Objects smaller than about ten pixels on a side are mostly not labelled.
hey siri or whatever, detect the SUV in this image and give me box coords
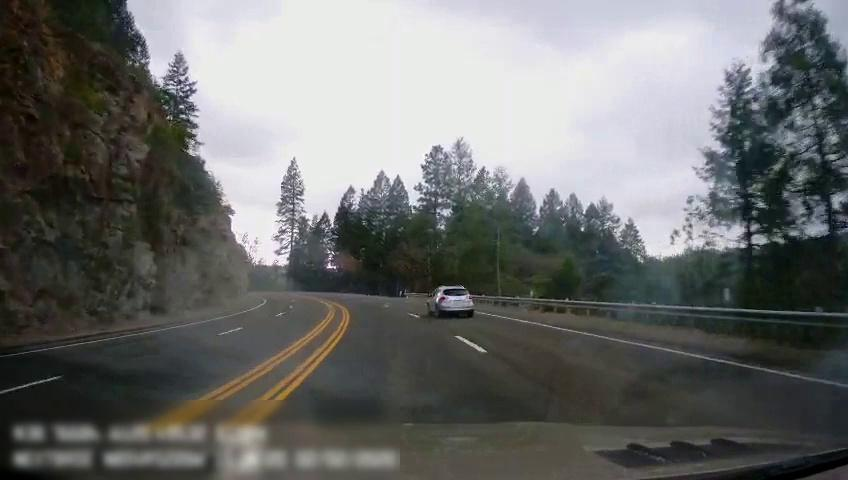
[427,285,475,319]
